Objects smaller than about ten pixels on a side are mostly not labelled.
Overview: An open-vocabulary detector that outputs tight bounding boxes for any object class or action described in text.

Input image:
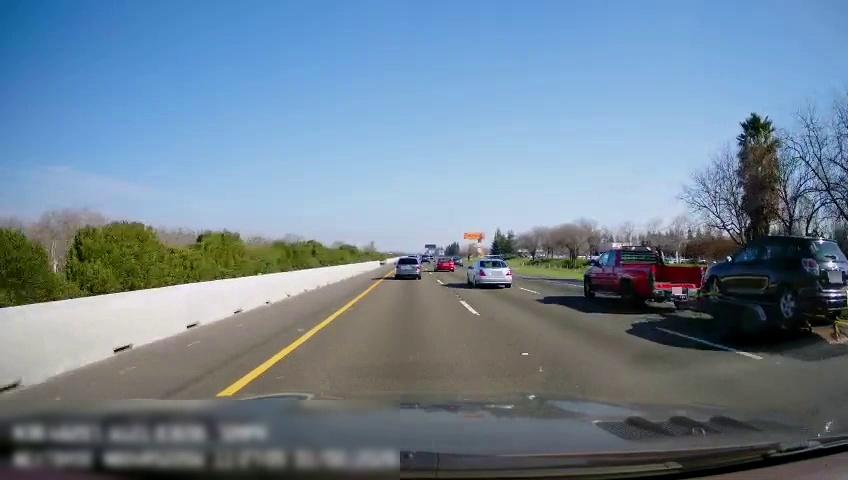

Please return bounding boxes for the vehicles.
[434,255,456,272]
[455,258,462,266]
[419,253,430,265]
[394,256,421,279]
[466,259,513,290]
